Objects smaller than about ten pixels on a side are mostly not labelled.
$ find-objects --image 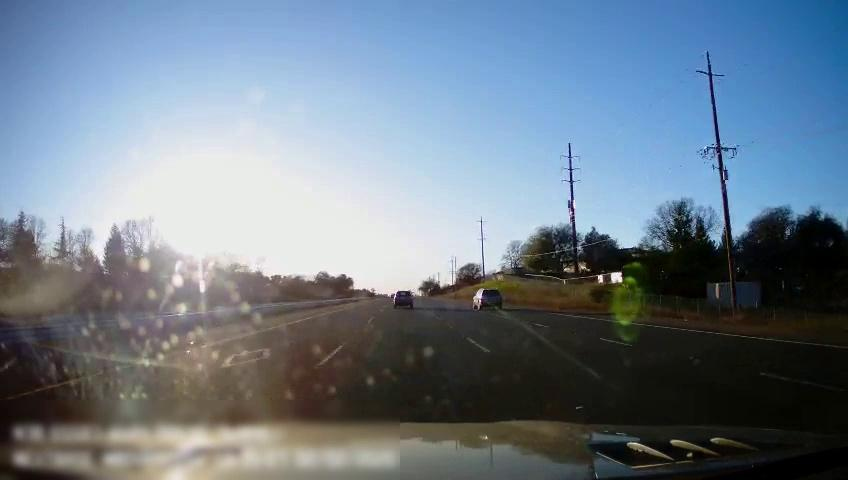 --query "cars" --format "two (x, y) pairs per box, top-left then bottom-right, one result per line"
(472, 289), (503, 311)
(393, 290), (414, 310)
